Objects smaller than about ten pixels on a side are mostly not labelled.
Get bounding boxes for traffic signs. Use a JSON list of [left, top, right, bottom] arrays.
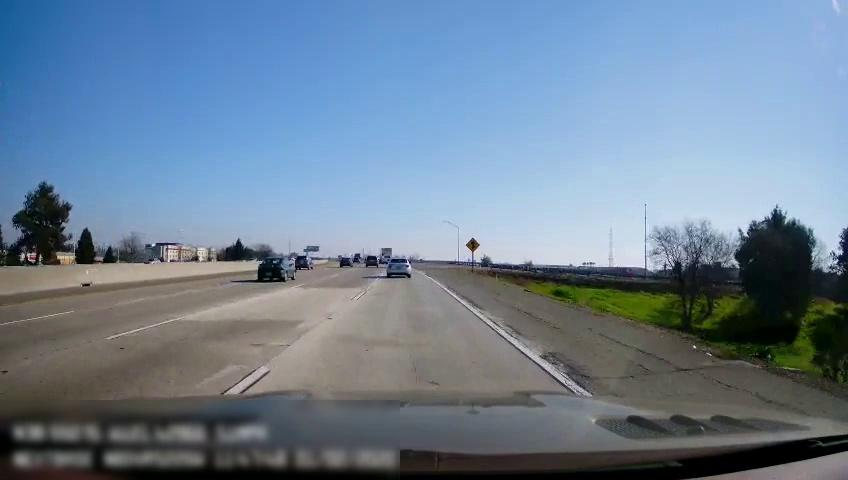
[[465, 236, 481, 253]]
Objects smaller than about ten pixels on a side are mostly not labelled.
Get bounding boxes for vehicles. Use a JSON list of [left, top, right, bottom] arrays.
[[381, 248, 393, 257], [293, 255, 315, 271], [364, 254, 380, 268], [339, 256, 354, 268], [143, 258, 161, 265], [385, 256, 413, 279], [257, 256, 297, 283]]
